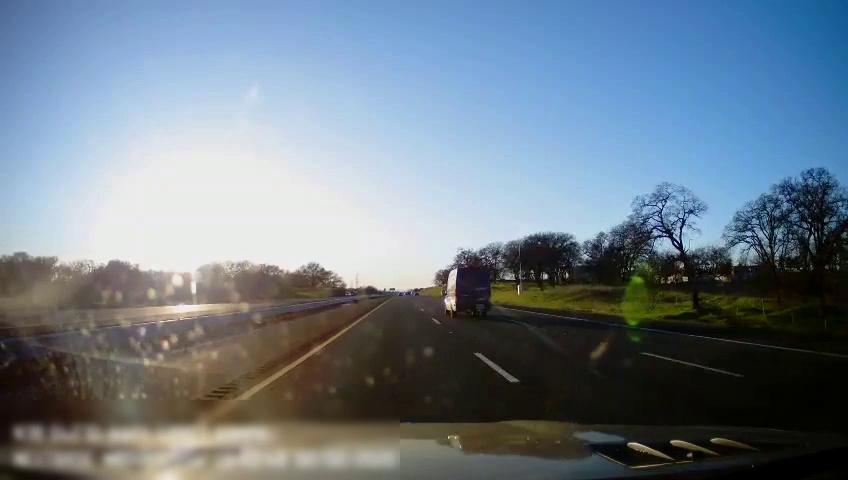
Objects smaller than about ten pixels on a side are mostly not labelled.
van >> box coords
[441,266,493,319]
